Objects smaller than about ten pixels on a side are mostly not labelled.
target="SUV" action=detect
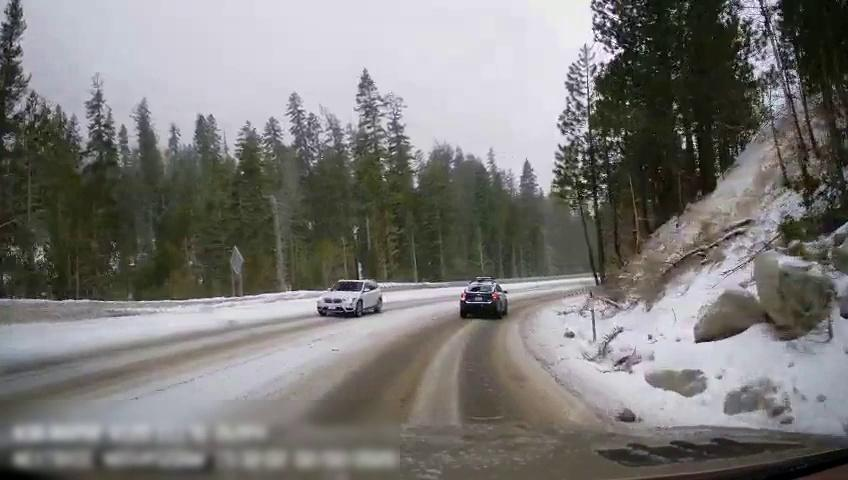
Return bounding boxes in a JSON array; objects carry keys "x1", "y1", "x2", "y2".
[{"x1": 316, "y1": 279, "x2": 384, "y2": 318}]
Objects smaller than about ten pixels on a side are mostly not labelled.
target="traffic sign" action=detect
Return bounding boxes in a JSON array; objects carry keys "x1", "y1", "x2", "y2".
[{"x1": 227, "y1": 244, "x2": 246, "y2": 275}]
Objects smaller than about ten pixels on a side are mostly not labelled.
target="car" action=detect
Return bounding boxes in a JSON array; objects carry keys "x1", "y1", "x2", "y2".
[{"x1": 459, "y1": 277, "x2": 510, "y2": 320}]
